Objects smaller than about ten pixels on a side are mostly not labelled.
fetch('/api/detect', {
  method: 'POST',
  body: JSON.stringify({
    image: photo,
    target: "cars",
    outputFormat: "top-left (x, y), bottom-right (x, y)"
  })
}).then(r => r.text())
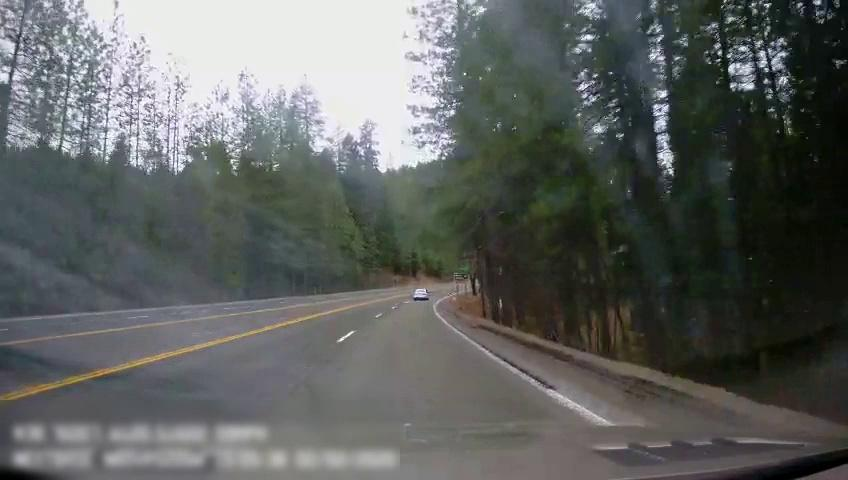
top-left (413, 288), bottom-right (430, 301)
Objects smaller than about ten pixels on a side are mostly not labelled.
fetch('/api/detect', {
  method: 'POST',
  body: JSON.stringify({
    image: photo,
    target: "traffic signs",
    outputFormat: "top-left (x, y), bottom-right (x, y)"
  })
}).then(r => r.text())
top-left (454, 265), bottom-right (469, 275)
top-left (454, 274), bottom-right (469, 283)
